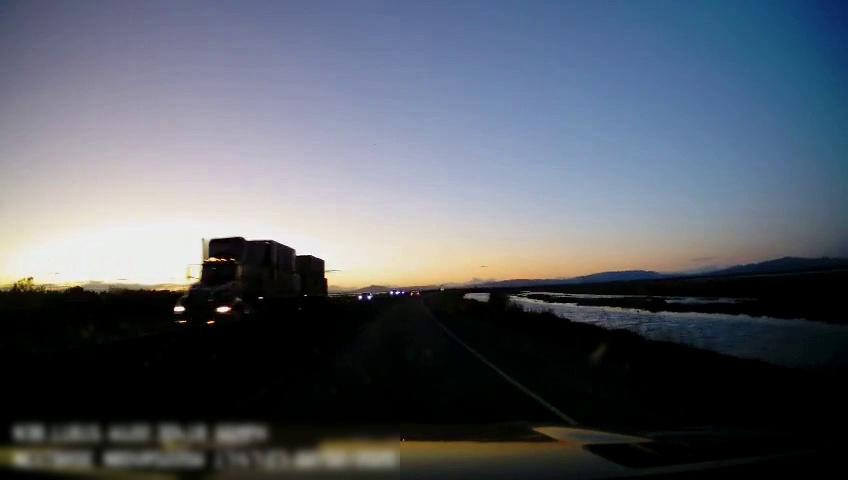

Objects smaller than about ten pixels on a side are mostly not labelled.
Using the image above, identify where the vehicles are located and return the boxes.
[410,290,421,298]
[172,236,329,329]
[388,289,401,297]
[357,292,374,301]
